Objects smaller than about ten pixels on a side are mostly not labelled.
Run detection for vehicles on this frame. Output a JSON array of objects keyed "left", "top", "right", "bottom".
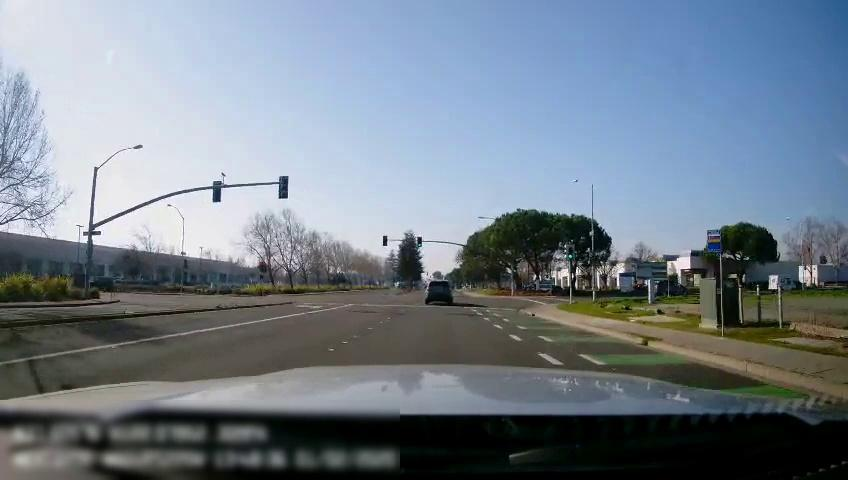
[
  {"left": 423, "top": 280, "right": 455, "bottom": 305},
  {"left": 768, "top": 275, "right": 796, "bottom": 293},
  {"left": 652, "top": 281, "right": 687, "bottom": 297},
  {"left": 87, "top": 276, "right": 120, "bottom": 292}
]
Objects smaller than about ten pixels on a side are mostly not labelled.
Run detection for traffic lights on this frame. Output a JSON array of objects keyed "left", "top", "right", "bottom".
[
  {"left": 212, "top": 180, "right": 222, "bottom": 203},
  {"left": 382, "top": 235, "right": 388, "bottom": 246},
  {"left": 566, "top": 245, "right": 575, "bottom": 260},
  {"left": 278, "top": 175, "right": 289, "bottom": 199},
  {"left": 259, "top": 262, "right": 266, "bottom": 273},
  {"left": 417, "top": 236, "right": 423, "bottom": 247}
]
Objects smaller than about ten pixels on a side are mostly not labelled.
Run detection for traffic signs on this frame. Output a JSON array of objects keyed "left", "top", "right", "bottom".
[{"left": 707, "top": 230, "right": 721, "bottom": 253}]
